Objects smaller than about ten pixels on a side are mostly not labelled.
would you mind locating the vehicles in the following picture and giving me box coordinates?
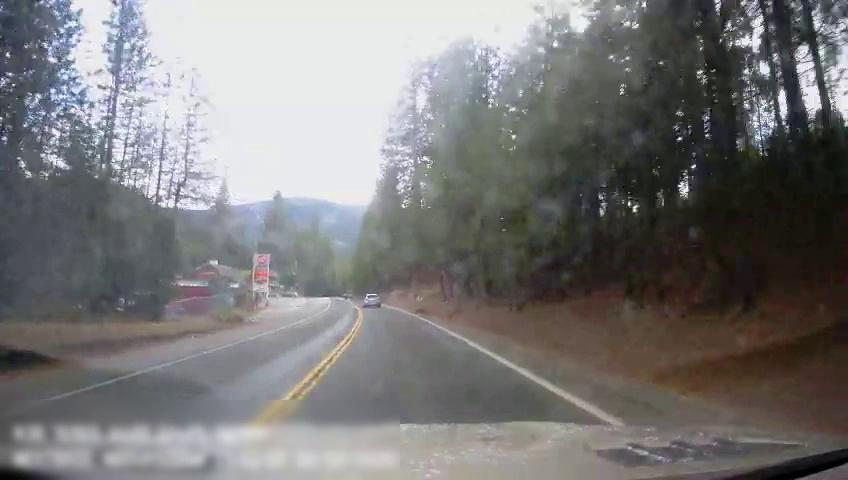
[362,293,381,308]
[282,291,298,297]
